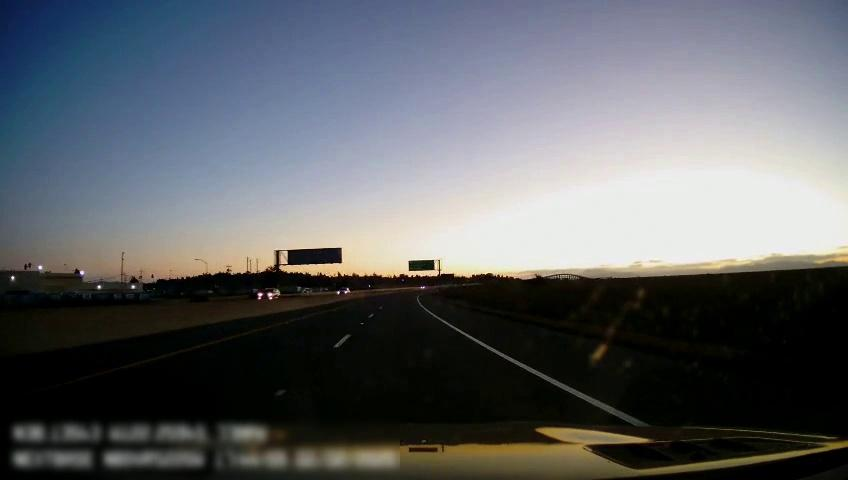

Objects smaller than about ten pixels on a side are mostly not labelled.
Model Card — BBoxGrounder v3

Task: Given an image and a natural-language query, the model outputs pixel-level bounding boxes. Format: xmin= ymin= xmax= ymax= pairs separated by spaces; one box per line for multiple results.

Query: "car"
xmin=257 ymin=287 xmax=281 ymax=300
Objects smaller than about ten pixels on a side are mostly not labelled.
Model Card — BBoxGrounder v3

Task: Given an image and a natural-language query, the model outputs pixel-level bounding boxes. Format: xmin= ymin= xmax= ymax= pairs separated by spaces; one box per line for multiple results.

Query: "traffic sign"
xmin=408 ymin=259 xmax=435 ymax=271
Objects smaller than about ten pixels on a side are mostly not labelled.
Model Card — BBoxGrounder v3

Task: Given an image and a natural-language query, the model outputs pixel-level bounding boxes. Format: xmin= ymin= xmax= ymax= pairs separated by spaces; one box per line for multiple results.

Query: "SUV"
xmin=336 ymin=287 xmax=351 ymax=294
